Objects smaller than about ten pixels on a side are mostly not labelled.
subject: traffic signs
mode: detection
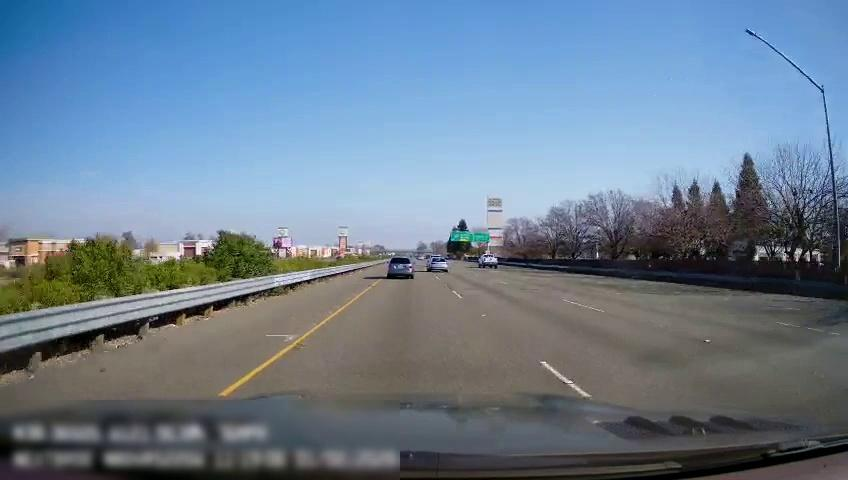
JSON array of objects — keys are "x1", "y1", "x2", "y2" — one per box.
[{"x1": 451, "y1": 231, "x2": 490, "y2": 242}]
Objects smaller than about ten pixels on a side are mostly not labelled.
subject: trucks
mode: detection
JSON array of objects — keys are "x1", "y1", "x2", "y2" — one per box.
[{"x1": 478, "y1": 253, "x2": 498, "y2": 268}]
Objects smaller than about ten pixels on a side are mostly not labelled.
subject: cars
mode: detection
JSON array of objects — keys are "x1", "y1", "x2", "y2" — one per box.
[
  {"x1": 426, "y1": 257, "x2": 449, "y2": 273},
  {"x1": 387, "y1": 257, "x2": 414, "y2": 279}
]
